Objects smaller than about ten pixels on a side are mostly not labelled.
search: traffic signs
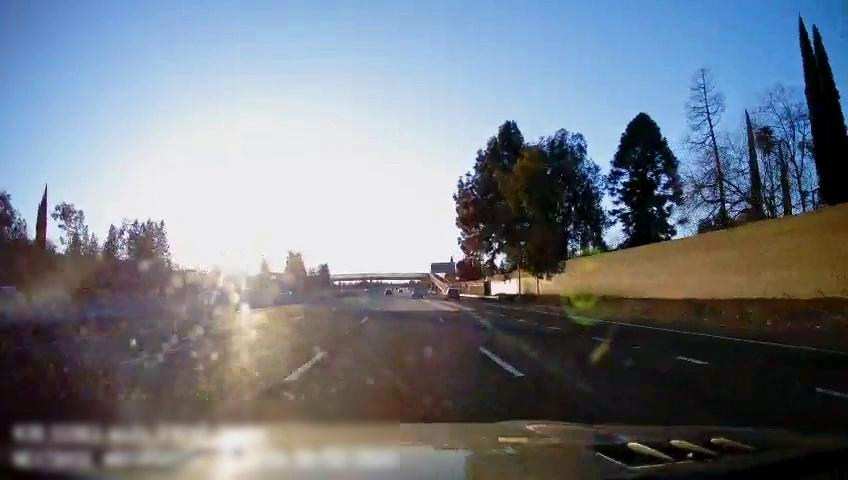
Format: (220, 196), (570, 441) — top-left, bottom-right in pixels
(430, 262), (456, 272)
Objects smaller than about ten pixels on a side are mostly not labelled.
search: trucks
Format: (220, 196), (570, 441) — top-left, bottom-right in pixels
(410, 287), (425, 299)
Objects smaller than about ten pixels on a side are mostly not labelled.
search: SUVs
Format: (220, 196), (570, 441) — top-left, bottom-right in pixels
(384, 288), (394, 296)
(443, 287), (461, 300)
